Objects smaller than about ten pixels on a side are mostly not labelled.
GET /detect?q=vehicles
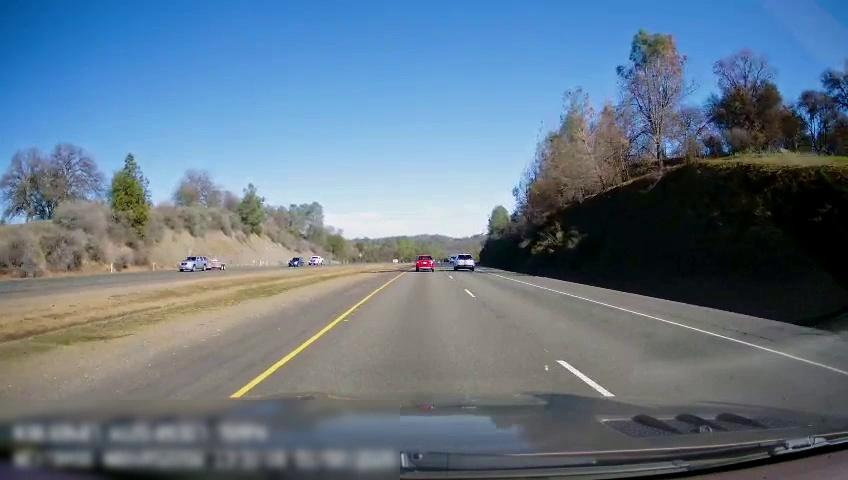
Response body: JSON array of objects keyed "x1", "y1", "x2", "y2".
[
  {"x1": 178, "y1": 256, "x2": 226, "y2": 272},
  {"x1": 286, "y1": 256, "x2": 306, "y2": 268},
  {"x1": 415, "y1": 255, "x2": 436, "y2": 273},
  {"x1": 449, "y1": 258, "x2": 458, "y2": 265},
  {"x1": 454, "y1": 254, "x2": 476, "y2": 271},
  {"x1": 307, "y1": 255, "x2": 325, "y2": 266}
]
